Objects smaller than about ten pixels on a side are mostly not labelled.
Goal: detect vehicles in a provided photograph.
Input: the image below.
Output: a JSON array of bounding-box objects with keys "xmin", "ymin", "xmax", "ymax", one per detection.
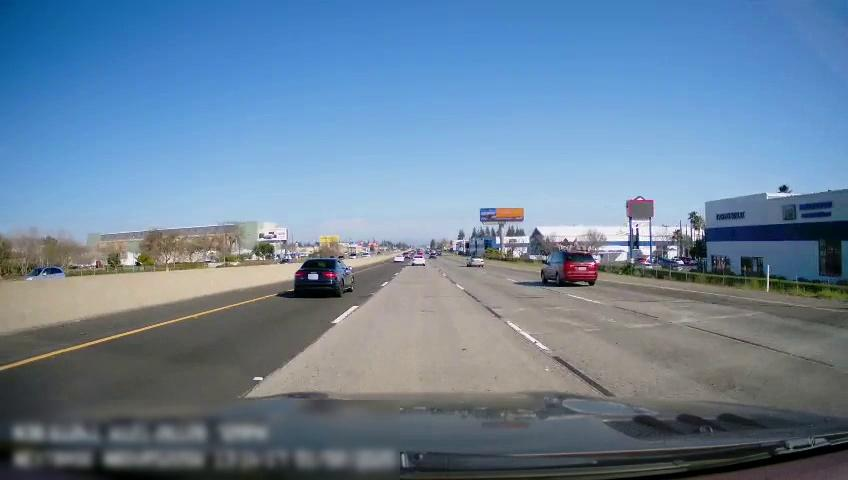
[
  {"xmin": 466, "ymin": 256, "xmax": 484, "ymax": 268},
  {"xmin": 540, "ymin": 249, "xmax": 598, "ymax": 287},
  {"xmin": 411, "ymin": 255, "xmax": 426, "ymax": 267},
  {"xmin": 393, "ymin": 253, "xmax": 405, "ymax": 263},
  {"xmin": 293, "ymin": 257, "xmax": 356, "ymax": 298},
  {"xmin": 22, "ymin": 265, "xmax": 66, "ymax": 281},
  {"xmin": 277, "ymin": 258, "xmax": 294, "ymax": 265}
]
